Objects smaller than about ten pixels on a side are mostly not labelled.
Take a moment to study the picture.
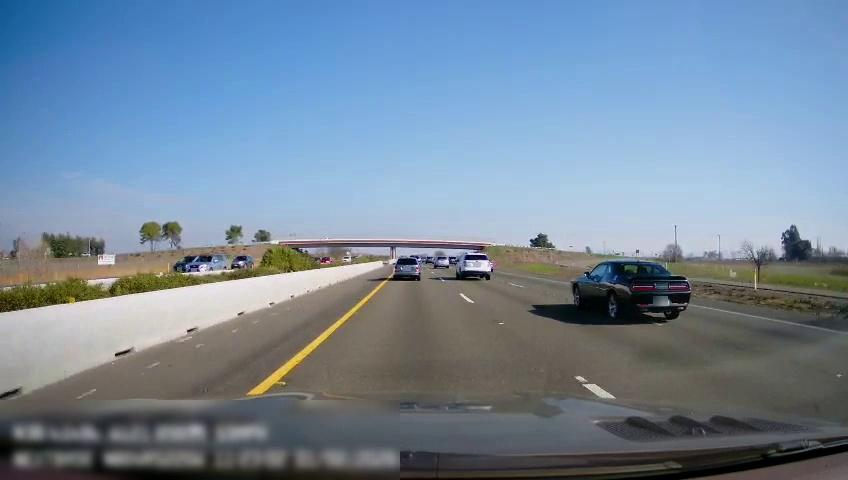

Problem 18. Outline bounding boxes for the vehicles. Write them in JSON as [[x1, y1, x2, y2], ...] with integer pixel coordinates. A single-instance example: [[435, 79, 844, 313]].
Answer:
[[433, 256, 449, 270], [230, 255, 255, 269], [172, 256, 195, 273], [184, 254, 229, 273], [319, 256, 335, 265], [456, 253, 492, 281], [392, 256, 421, 281], [488, 258, 495, 272], [570, 260, 693, 324]]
